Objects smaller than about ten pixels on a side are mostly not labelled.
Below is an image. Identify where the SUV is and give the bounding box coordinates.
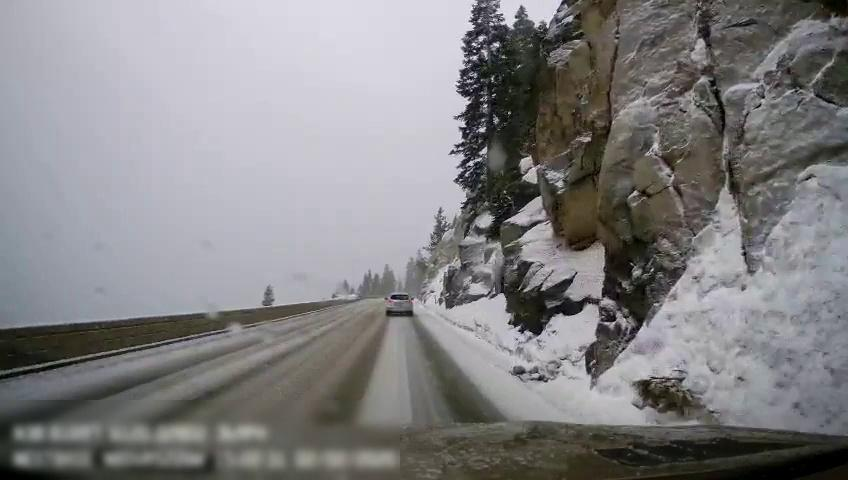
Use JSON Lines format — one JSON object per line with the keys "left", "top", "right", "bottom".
{"left": 384, "top": 291, "right": 417, "bottom": 317}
